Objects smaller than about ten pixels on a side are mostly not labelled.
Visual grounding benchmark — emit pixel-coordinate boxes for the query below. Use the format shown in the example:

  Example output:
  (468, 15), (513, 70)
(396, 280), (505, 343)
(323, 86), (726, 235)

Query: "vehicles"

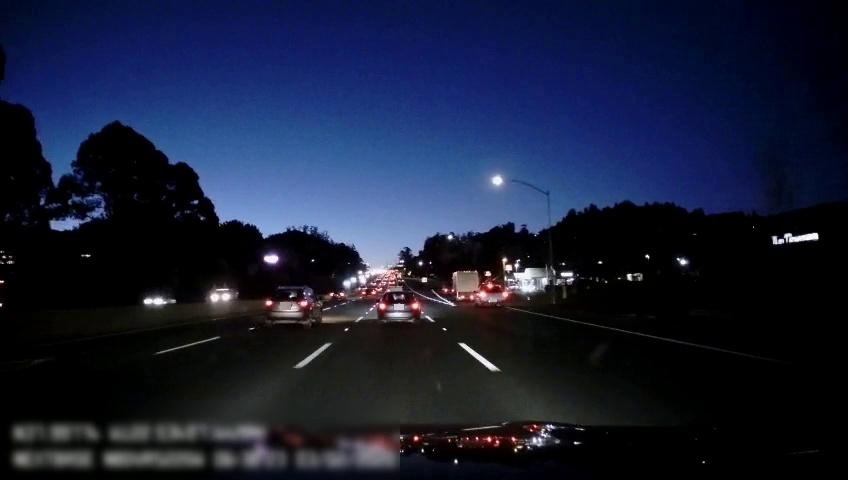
(143, 294), (177, 306)
(211, 288), (239, 303)
(452, 271), (479, 303)
(441, 283), (453, 296)
(0, 279), (38, 311)
(330, 289), (348, 302)
(264, 285), (323, 329)
(361, 287), (378, 301)
(376, 290), (421, 328)
(388, 286), (404, 291)
(473, 284), (508, 309)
